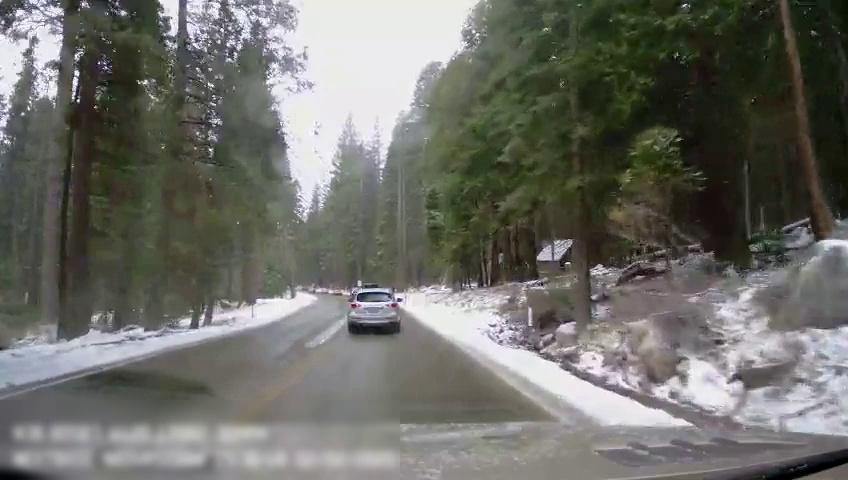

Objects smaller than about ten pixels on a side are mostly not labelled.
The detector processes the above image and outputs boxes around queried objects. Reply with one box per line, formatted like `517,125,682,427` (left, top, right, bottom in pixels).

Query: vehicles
332,288,343,295
356,281,383,298
347,287,404,334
